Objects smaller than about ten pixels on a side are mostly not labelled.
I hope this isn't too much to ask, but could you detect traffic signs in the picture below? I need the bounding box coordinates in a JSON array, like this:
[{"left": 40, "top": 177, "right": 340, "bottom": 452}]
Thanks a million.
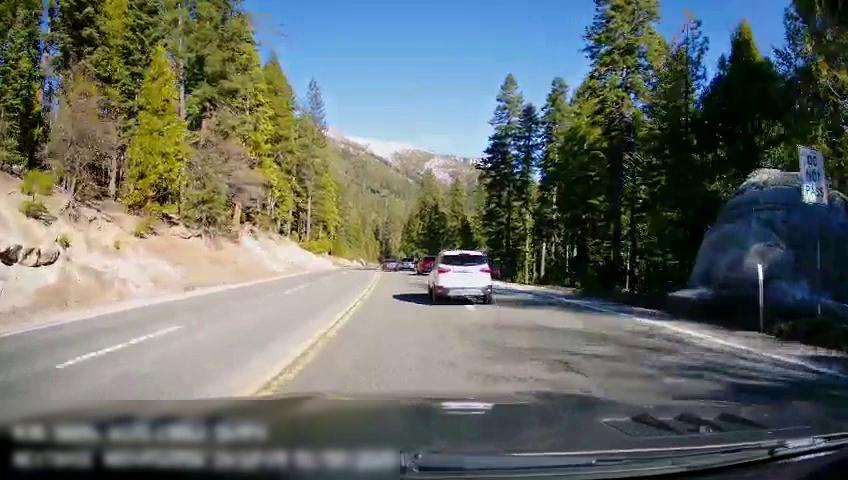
[{"left": 799, "top": 146, "right": 830, "bottom": 208}]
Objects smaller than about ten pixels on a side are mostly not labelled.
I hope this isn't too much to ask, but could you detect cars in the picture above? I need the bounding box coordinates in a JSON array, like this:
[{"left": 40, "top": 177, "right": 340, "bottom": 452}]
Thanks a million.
[{"left": 380, "top": 257, "right": 400, "bottom": 273}]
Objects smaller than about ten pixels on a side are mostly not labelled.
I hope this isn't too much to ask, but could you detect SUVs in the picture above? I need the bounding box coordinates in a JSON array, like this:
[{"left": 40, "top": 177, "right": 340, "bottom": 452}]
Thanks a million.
[
  {"left": 416, "top": 255, "right": 445, "bottom": 276},
  {"left": 427, "top": 250, "right": 494, "bottom": 306}
]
